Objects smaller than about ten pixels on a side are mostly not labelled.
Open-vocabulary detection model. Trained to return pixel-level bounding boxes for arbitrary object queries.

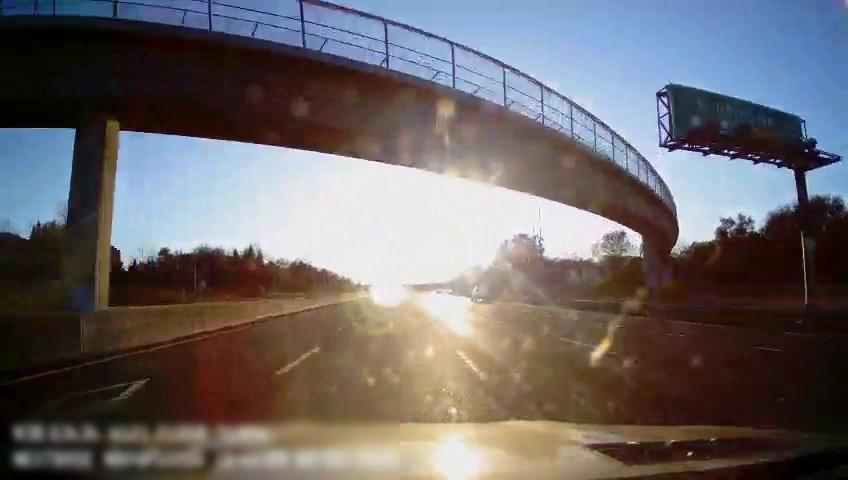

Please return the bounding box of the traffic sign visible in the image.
[670,82,803,151]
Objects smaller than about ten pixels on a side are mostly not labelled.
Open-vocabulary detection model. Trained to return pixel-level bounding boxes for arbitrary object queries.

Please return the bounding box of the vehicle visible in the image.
[471,286,490,302]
